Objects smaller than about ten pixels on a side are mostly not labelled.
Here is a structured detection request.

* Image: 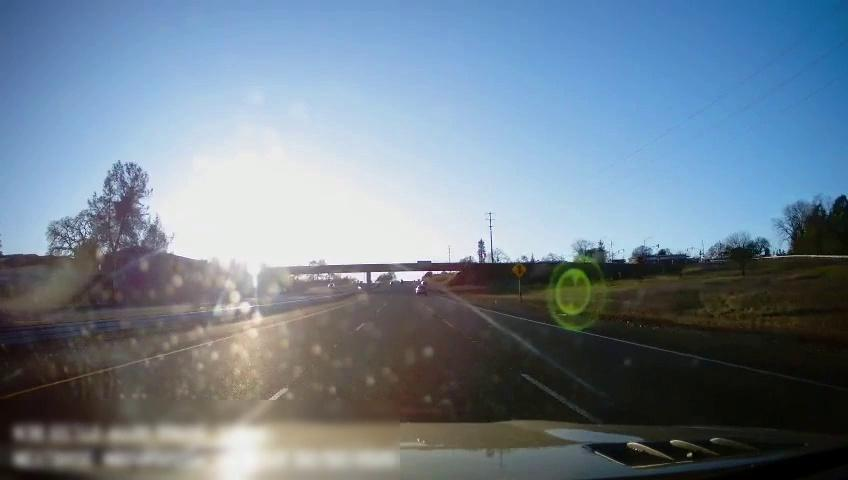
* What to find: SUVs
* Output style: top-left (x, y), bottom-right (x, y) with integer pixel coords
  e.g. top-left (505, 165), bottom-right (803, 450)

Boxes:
top-left (415, 285), bottom-right (427, 295)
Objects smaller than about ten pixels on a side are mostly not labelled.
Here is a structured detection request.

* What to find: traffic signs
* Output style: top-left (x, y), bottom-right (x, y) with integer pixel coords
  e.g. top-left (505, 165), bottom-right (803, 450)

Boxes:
top-left (417, 260), bottom-right (432, 268)
top-left (512, 263), bottom-right (526, 278)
